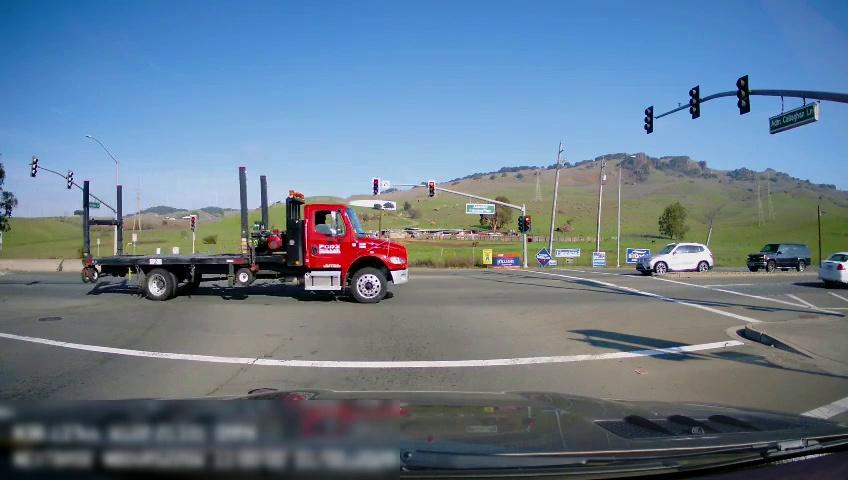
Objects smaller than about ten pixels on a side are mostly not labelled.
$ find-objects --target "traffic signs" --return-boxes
[768,100,821,135]
[464,201,497,216]
[89,199,101,209]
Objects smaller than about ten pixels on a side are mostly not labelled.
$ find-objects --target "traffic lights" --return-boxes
[189,214,198,232]
[426,178,437,197]
[735,74,751,115]
[643,104,655,135]
[687,84,702,120]
[517,215,525,232]
[372,177,381,196]
[66,169,75,190]
[30,156,40,178]
[523,214,532,232]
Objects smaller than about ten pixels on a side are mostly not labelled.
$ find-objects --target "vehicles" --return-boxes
[815,251,848,285]
[78,165,410,304]
[745,242,812,273]
[636,242,714,276]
